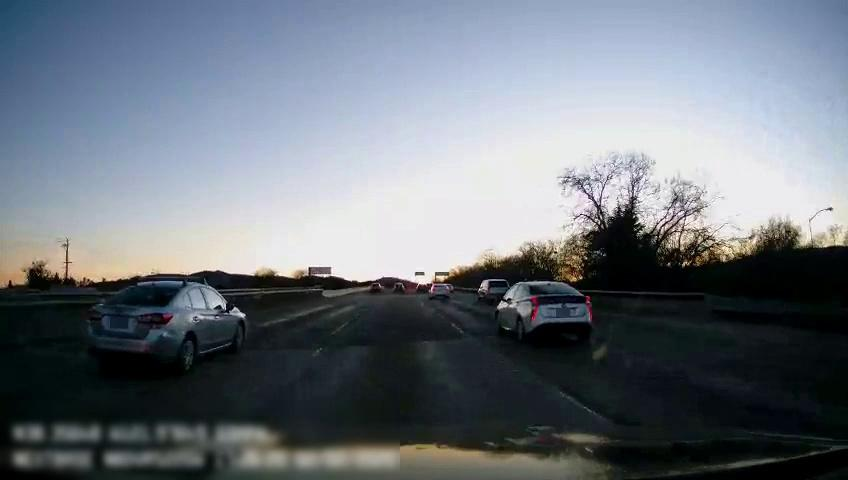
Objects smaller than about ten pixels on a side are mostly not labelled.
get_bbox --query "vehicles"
[393,285,404,294]
[416,285,428,293]
[369,283,382,294]
[493,281,594,344]
[477,279,510,304]
[429,284,450,300]
[84,281,248,380]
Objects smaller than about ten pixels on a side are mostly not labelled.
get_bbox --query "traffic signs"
[435,271,449,276]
